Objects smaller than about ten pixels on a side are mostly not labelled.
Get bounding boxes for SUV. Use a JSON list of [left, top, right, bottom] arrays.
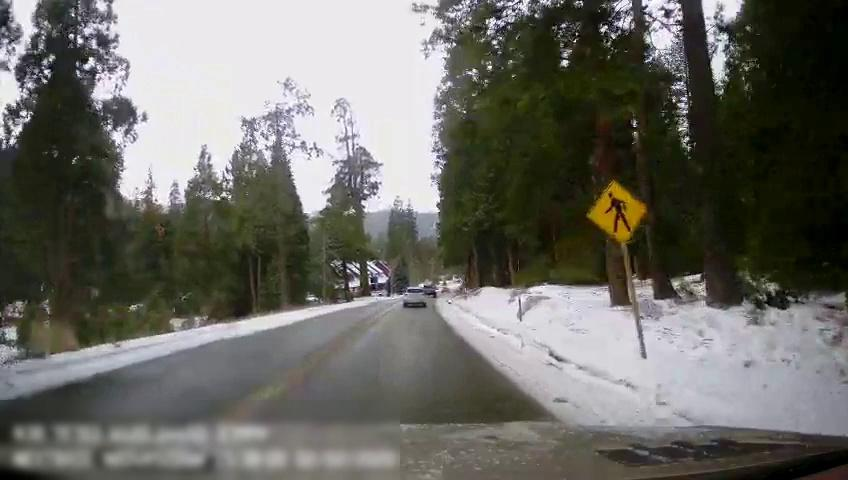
[[403, 287, 427, 307]]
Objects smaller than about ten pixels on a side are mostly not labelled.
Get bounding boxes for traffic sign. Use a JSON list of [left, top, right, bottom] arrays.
[[586, 180, 648, 242]]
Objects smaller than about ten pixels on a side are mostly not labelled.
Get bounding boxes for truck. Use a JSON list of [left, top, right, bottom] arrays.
[[422, 284, 437, 298]]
